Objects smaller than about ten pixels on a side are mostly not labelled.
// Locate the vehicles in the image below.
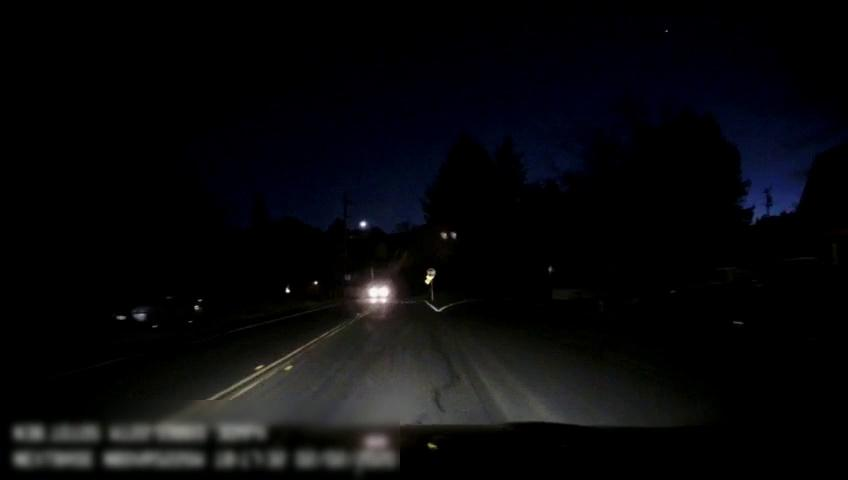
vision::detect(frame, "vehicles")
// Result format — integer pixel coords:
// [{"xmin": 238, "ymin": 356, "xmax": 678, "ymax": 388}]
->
[
  {"xmin": 112, "ymin": 287, "xmax": 199, "ymax": 330},
  {"xmin": 361, "ymin": 279, "xmax": 393, "ymax": 302}
]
